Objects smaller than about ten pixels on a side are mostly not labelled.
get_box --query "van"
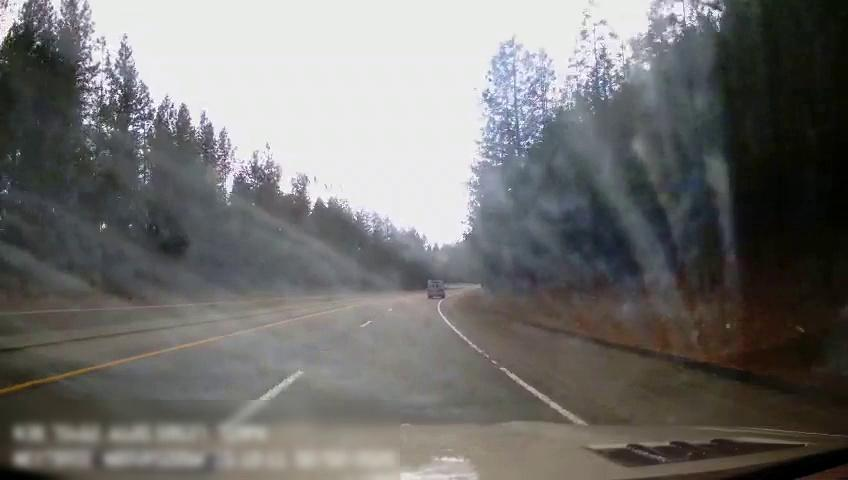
[427,279,446,299]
